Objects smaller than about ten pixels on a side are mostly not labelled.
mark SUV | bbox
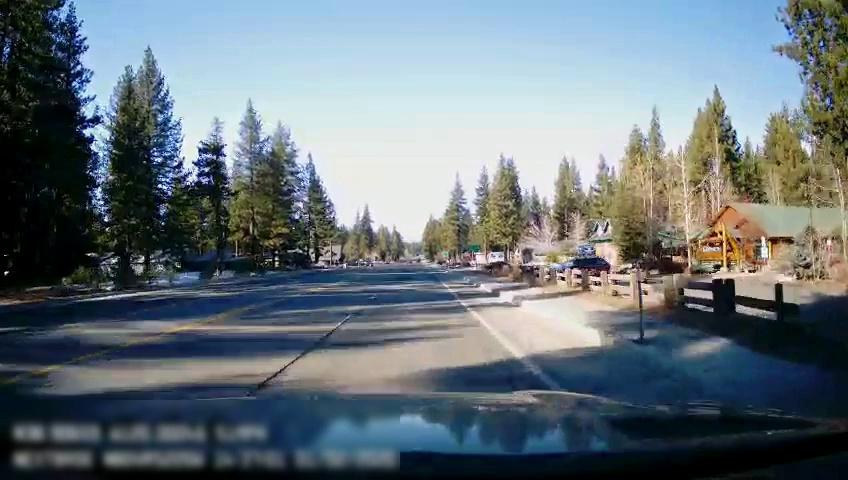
[560,256,610,277]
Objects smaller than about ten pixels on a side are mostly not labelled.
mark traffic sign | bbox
[465,240,481,252]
